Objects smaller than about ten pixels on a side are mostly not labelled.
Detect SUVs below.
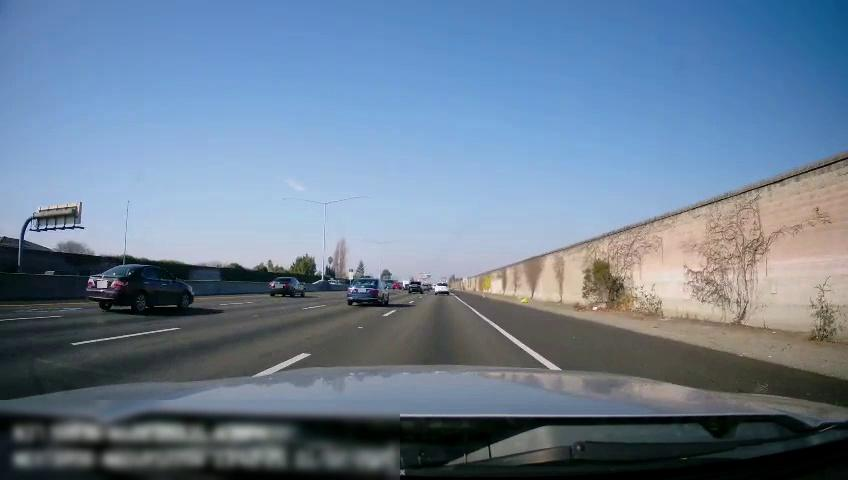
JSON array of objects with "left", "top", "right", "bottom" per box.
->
[
  {"left": 407, "top": 280, "right": 424, "bottom": 294},
  {"left": 434, "top": 282, "right": 450, "bottom": 295}
]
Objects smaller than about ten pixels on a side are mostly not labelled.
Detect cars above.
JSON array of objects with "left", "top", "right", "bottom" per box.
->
[
  {"left": 346, "top": 278, "right": 389, "bottom": 307},
  {"left": 269, "top": 277, "right": 306, "bottom": 298},
  {"left": 85, "top": 264, "right": 196, "bottom": 315}
]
